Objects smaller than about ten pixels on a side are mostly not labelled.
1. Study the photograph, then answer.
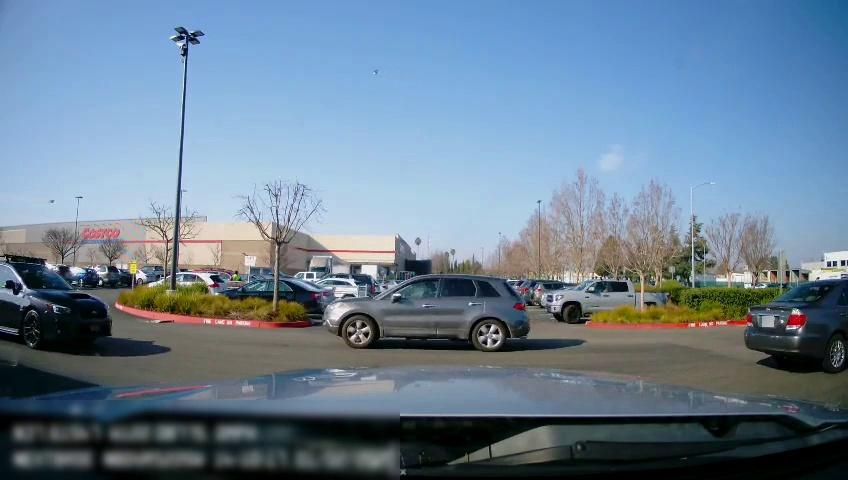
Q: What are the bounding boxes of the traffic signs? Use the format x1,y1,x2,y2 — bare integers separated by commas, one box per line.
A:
129,260,138,274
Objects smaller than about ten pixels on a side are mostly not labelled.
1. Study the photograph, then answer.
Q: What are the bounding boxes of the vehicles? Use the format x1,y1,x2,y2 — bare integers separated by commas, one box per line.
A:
0,254,113,351
507,277,524,287
542,279,671,327
323,273,531,353
90,264,122,289
133,269,149,286
516,277,561,307
118,268,137,289
381,279,403,293
321,273,380,298
512,280,524,293
70,265,99,289
45,261,72,282
291,271,323,283
742,278,848,374
147,271,233,297
531,282,579,310
216,276,330,319
309,279,360,302
314,285,336,303
309,253,350,280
